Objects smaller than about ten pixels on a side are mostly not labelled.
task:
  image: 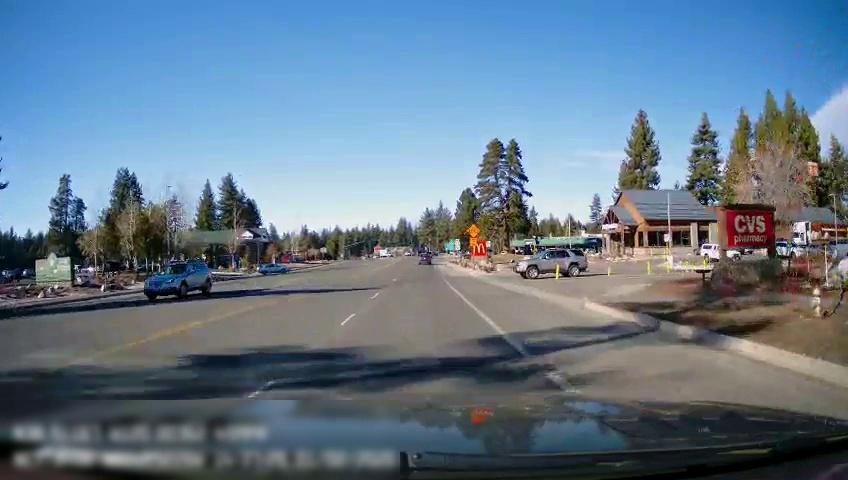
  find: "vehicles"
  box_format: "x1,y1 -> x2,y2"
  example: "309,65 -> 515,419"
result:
419,252 -> 432,264
514,246 -> 588,281
791,240 -> 826,259
829,239 -> 848,257
257,262 -> 288,275
699,242 -> 743,264
774,239 -> 800,258
81,263 -> 136,289
144,260 -> 214,302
